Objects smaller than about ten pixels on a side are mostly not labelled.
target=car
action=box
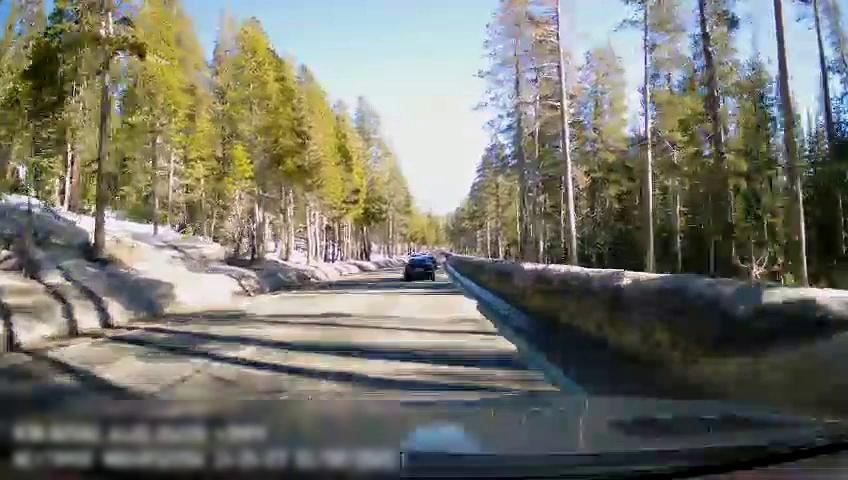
[404,256,436,281]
